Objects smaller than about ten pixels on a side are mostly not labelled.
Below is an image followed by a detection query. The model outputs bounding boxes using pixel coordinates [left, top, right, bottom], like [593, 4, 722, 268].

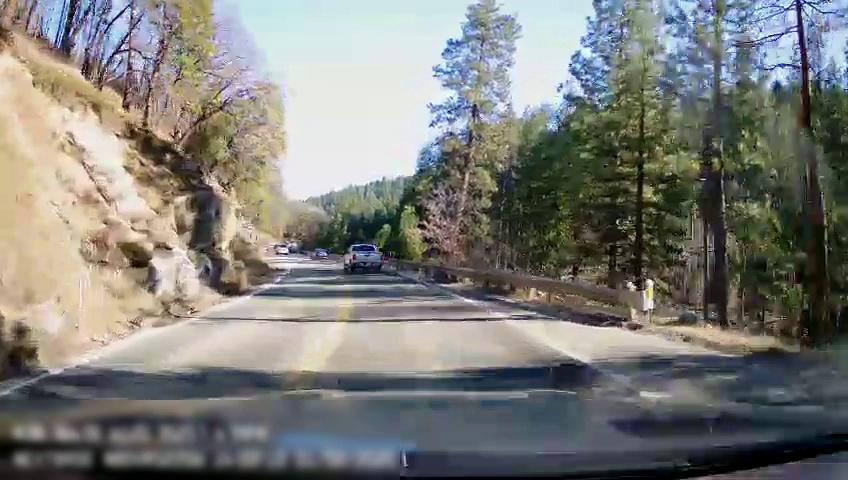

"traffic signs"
[641, 287, 656, 312]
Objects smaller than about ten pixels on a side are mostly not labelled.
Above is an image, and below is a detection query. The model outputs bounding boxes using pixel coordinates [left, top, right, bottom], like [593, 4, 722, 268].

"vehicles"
[343, 243, 384, 274]
[313, 247, 329, 259]
[276, 244, 289, 256]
